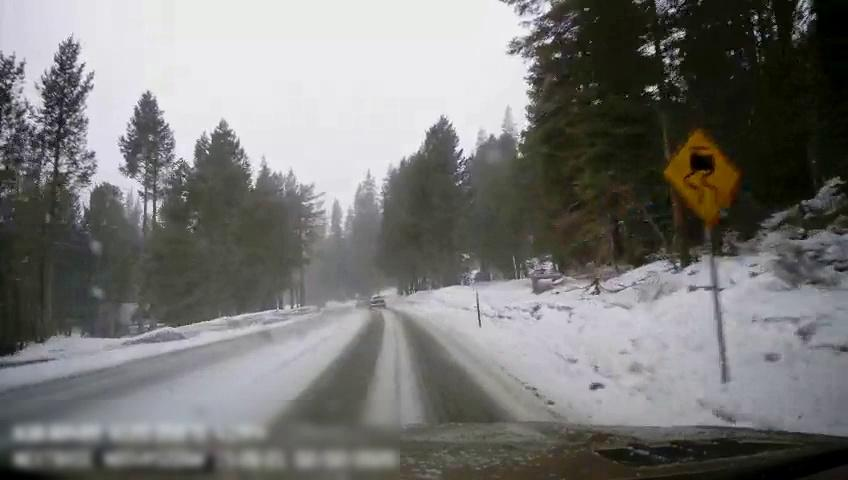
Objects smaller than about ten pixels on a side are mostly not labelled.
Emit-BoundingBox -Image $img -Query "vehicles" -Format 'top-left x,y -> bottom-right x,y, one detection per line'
368,294 -> 387,311
355,296 -> 371,307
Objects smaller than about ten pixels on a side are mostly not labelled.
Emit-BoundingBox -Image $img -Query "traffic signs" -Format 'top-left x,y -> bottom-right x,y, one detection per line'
663,128 -> 740,224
